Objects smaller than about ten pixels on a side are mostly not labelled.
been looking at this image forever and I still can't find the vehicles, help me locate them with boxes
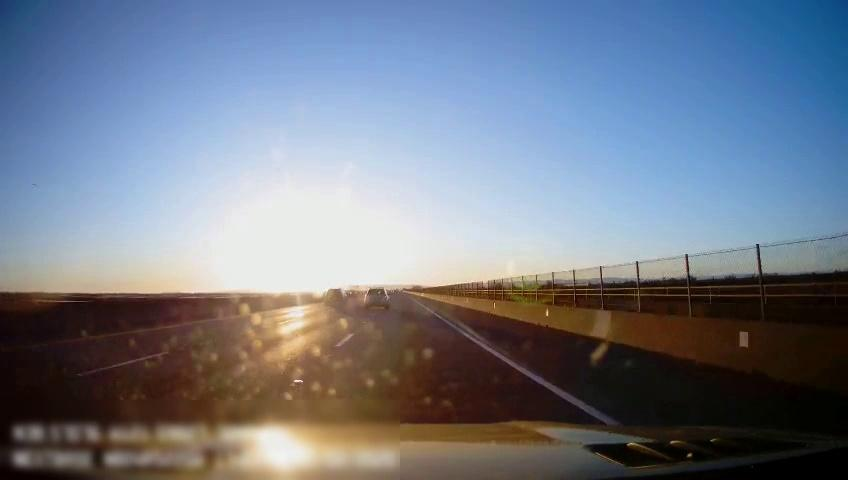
[324,289,349,306]
[363,287,391,310]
